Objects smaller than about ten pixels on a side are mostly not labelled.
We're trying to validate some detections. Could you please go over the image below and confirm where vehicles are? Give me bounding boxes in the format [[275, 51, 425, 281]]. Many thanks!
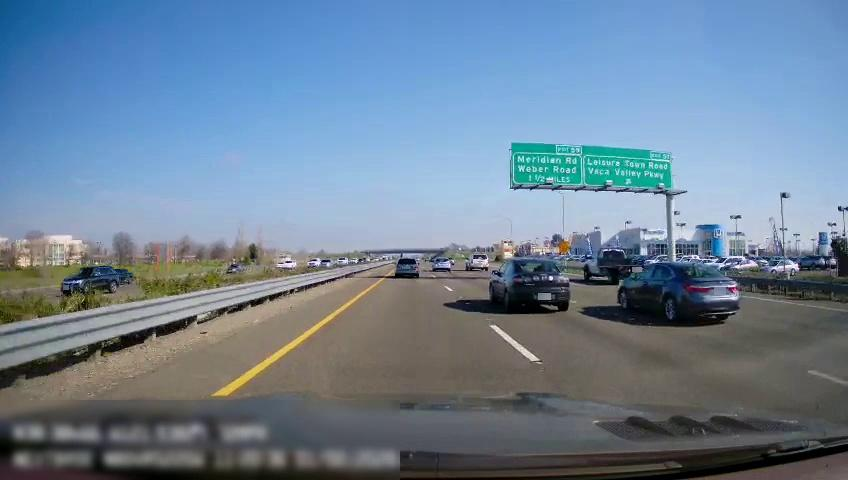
[[394, 258, 420, 279], [306, 257, 323, 269], [225, 263, 247, 275], [432, 256, 452, 272], [318, 258, 337, 269], [465, 253, 489, 271], [617, 261, 740, 323], [488, 257, 571, 312], [583, 247, 650, 285], [280, 259, 297, 272], [336, 256, 349, 265], [110, 268, 136, 286], [60, 265, 121, 297]]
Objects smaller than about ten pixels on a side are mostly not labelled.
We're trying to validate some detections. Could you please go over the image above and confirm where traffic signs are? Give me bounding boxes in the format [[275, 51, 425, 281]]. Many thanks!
[[510, 141, 673, 190], [558, 240, 570, 255]]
